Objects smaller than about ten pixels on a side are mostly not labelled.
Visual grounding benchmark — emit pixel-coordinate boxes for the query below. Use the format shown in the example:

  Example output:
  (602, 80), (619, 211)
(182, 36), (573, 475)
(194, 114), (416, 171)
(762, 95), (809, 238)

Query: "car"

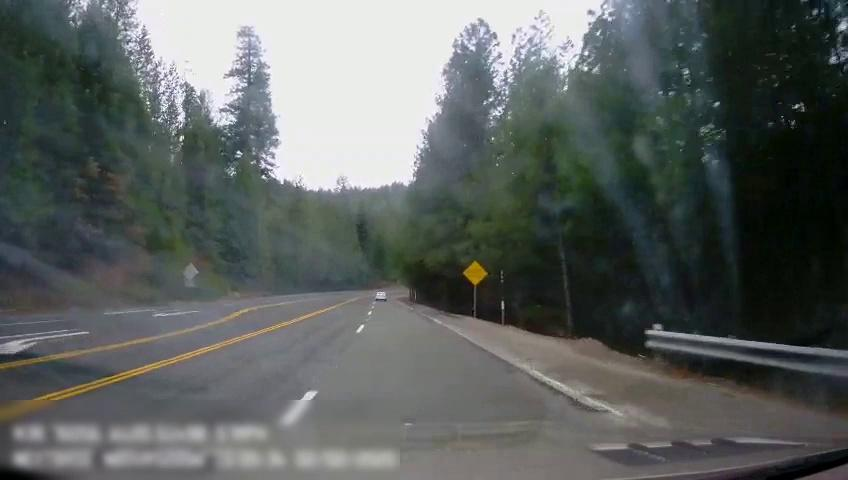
(374, 291), (388, 302)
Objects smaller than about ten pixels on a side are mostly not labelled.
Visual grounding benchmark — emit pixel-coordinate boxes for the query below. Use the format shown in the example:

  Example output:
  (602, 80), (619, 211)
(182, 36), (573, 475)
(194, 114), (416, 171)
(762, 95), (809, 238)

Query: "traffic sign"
(462, 260), (488, 287)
